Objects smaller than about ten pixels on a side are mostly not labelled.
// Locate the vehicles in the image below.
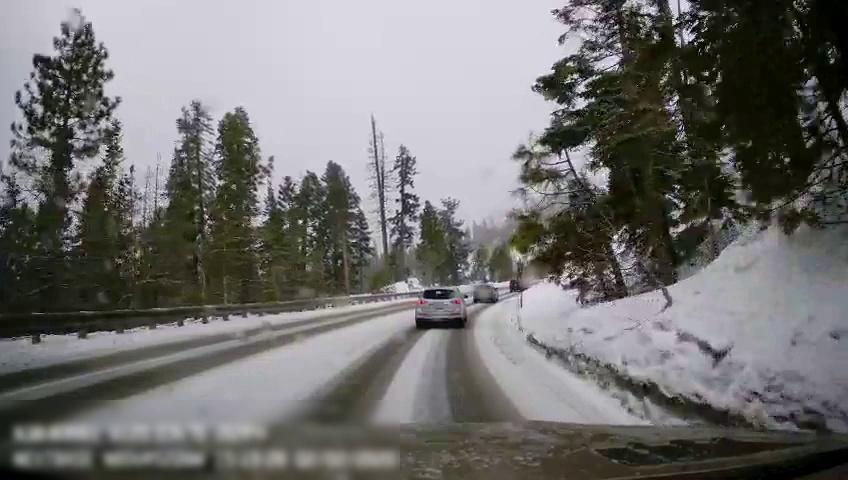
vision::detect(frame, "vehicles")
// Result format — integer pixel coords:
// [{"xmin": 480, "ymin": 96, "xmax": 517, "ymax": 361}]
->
[
  {"xmin": 509, "ymin": 279, "xmax": 528, "ymax": 293},
  {"xmin": 415, "ymin": 287, "xmax": 469, "ymax": 330},
  {"xmin": 472, "ymin": 284, "xmax": 499, "ymax": 303}
]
